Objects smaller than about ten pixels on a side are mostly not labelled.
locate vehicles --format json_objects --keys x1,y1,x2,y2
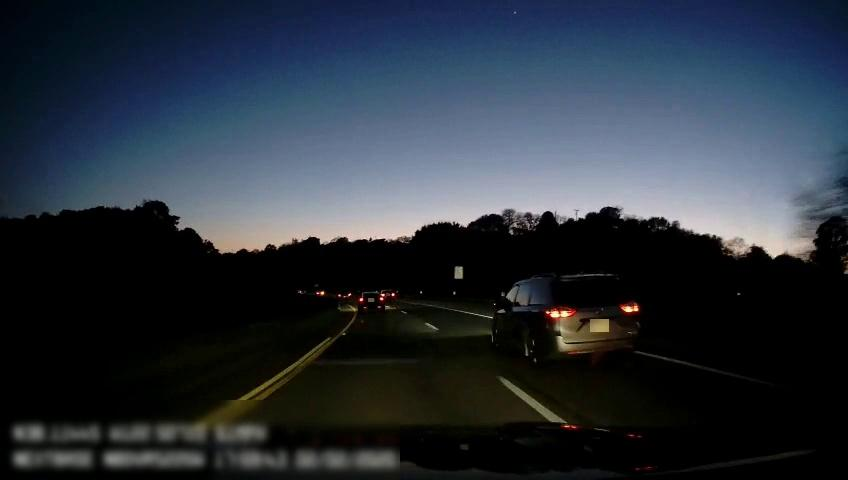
[
  {"x1": 491, "y1": 273, "x2": 643, "y2": 373},
  {"x1": 379, "y1": 289, "x2": 397, "y2": 302},
  {"x1": 357, "y1": 292, "x2": 385, "y2": 316}
]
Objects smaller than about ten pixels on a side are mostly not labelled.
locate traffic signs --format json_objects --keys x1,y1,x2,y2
[{"x1": 453, "y1": 266, "x2": 465, "y2": 280}]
